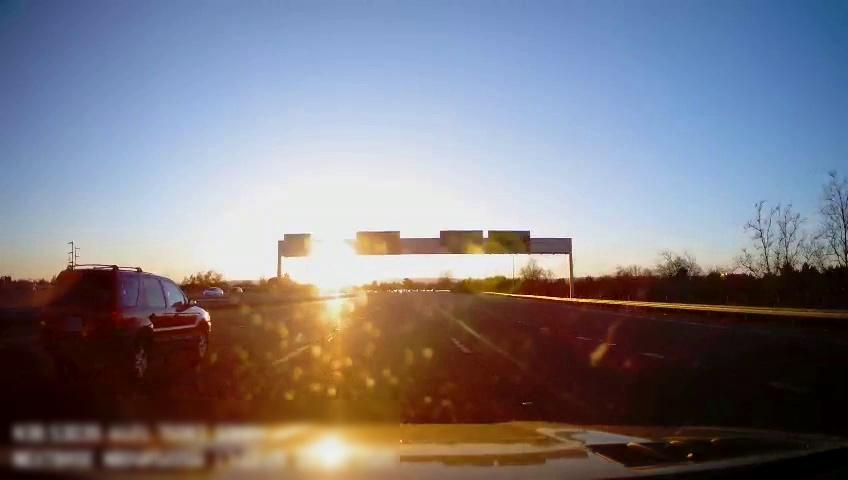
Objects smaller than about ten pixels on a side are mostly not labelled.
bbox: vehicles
[39,263,211,380]
[225,287,244,297]
[202,287,224,297]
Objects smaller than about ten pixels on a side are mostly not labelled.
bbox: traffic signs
[356,231,401,255]
[488,229,531,254]
[439,230,484,253]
